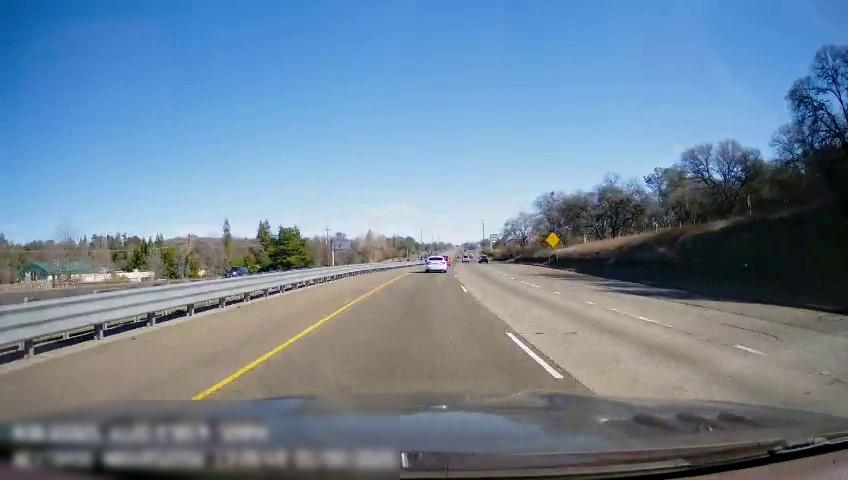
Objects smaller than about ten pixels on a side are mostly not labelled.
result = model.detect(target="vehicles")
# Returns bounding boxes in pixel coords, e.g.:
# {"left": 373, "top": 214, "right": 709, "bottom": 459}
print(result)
{"left": 424, "top": 256, "right": 448, "bottom": 274}
{"left": 223, "top": 266, "right": 250, "bottom": 279}
{"left": 441, "top": 256, "right": 451, "bottom": 268}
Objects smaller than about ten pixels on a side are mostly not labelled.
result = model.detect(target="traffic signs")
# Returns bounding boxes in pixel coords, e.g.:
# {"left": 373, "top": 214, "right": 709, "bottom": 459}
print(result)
{"left": 544, "top": 232, "right": 562, "bottom": 249}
